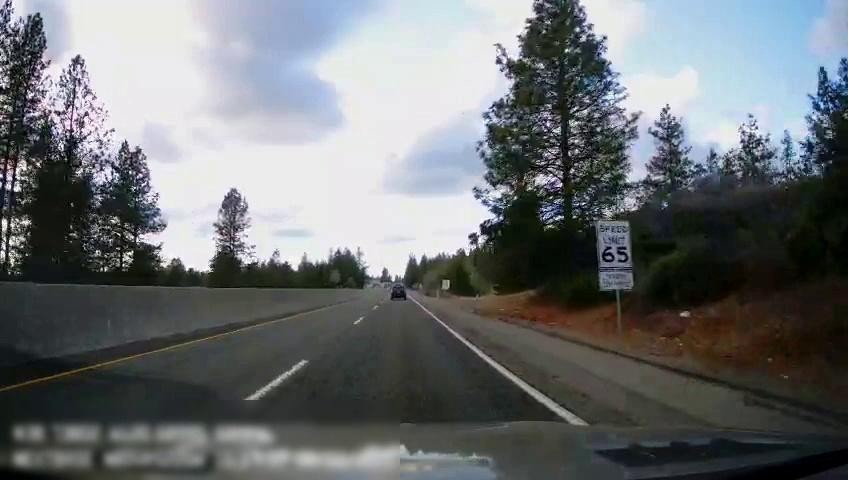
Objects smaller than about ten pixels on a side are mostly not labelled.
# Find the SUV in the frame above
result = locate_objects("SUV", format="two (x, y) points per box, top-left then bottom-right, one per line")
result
(390, 284), (408, 301)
